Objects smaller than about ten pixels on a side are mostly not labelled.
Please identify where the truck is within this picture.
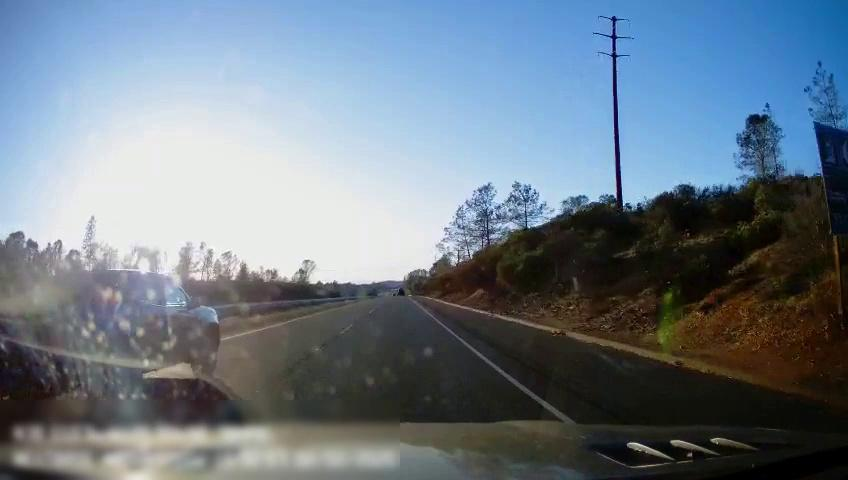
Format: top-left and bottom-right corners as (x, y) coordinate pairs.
(0, 269), (221, 408)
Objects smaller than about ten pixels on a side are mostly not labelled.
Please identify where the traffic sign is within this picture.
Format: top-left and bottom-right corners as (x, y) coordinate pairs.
(813, 119), (848, 236)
